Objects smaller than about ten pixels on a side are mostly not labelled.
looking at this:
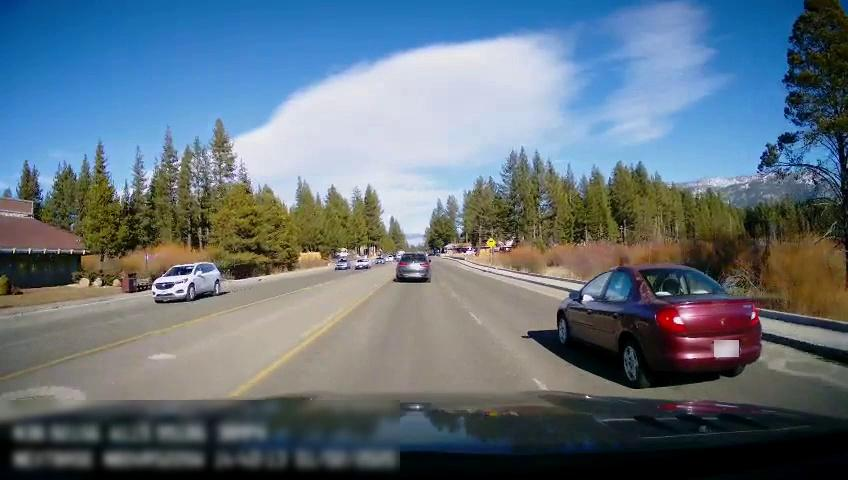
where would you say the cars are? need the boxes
[334,259,351,271]
[354,259,369,270]
[556,266,759,381]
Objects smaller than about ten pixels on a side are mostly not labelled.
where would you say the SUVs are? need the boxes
[151,262,224,303]
[396,254,430,282]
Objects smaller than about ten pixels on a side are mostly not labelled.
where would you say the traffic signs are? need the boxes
[486,239,497,248]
